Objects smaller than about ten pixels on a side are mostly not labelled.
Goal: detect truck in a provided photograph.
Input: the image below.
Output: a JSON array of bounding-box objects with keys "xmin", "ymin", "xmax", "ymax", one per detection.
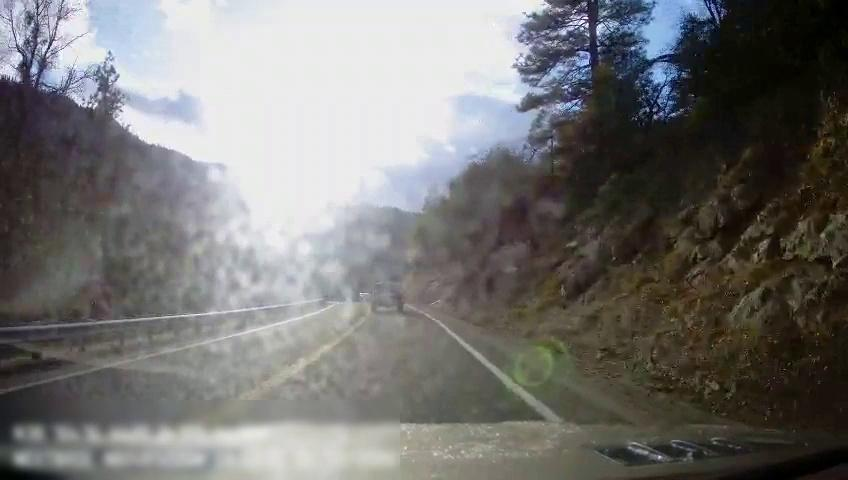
[{"xmin": 369, "ymin": 282, "xmax": 404, "ymax": 312}]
